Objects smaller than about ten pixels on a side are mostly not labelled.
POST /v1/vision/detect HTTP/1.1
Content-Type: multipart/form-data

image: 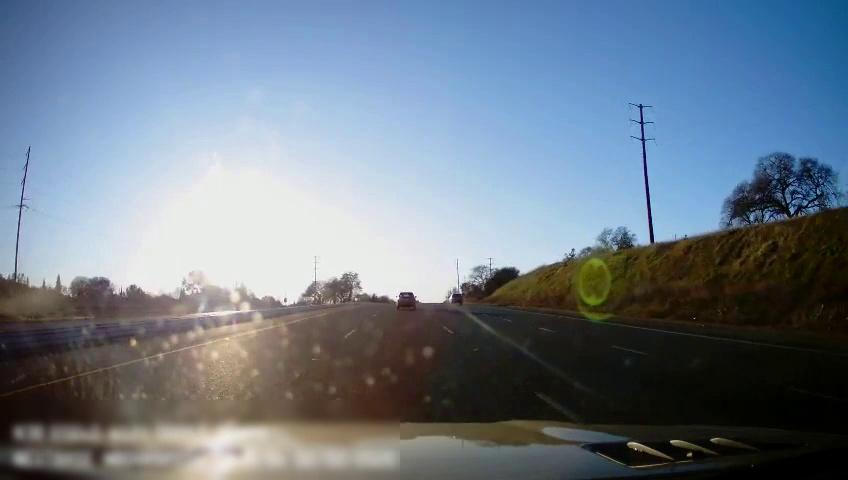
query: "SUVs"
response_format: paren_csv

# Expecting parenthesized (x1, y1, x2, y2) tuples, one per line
(449, 293, 463, 305)
(394, 291, 417, 310)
